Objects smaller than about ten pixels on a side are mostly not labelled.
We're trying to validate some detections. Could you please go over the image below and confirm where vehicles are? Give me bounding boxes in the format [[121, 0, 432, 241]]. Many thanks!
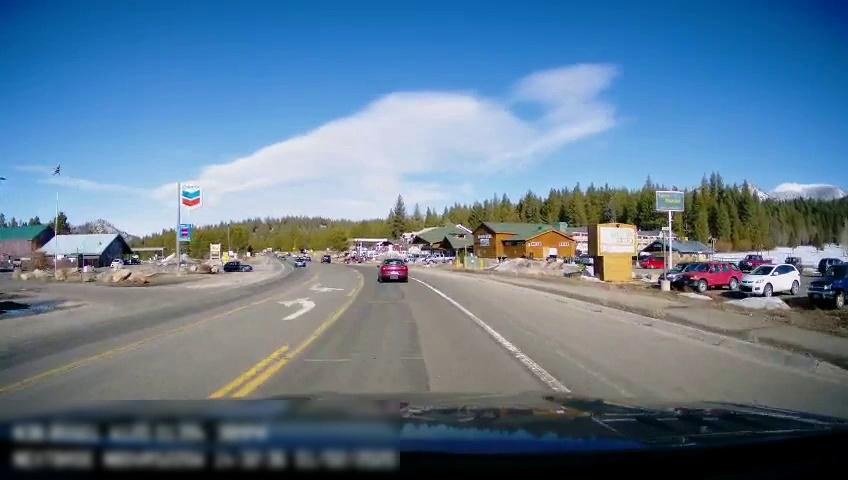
[[639, 256, 665, 269], [672, 262, 744, 294], [109, 258, 125, 269], [739, 263, 801, 299], [224, 261, 254, 272], [785, 256, 801, 272], [376, 258, 409, 282], [295, 259, 306, 267], [425, 254, 456, 265], [739, 254, 774, 273], [657, 262, 693, 284], [818, 257, 848, 276], [808, 261, 848, 309], [321, 255, 332, 263]]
